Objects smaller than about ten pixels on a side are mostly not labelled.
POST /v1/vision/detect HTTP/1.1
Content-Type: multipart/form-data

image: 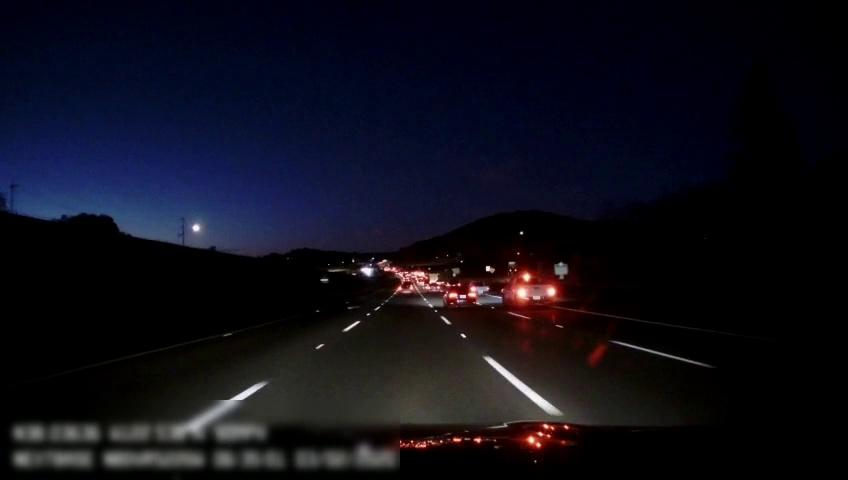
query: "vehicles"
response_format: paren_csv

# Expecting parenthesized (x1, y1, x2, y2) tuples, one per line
(426, 282, 442, 294)
(443, 286, 477, 309)
(397, 281, 415, 296)
(502, 277, 551, 307)
(475, 280, 490, 295)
